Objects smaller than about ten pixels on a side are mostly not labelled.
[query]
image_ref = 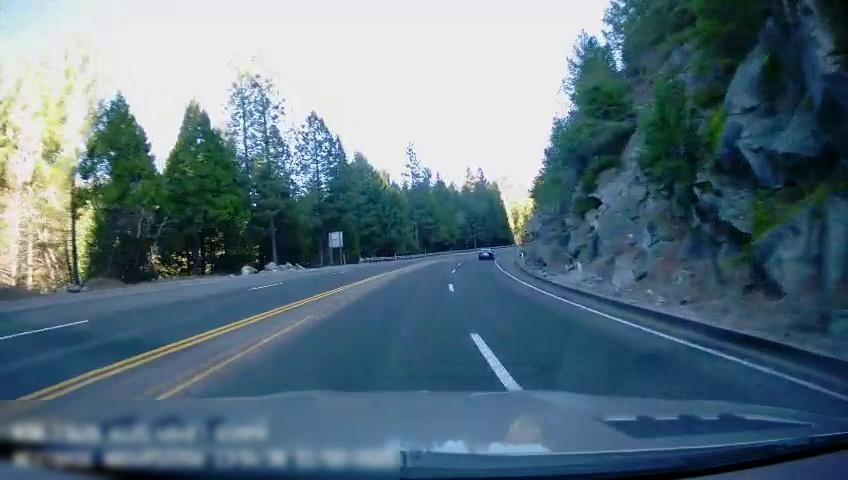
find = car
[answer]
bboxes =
[478,248,494,261]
